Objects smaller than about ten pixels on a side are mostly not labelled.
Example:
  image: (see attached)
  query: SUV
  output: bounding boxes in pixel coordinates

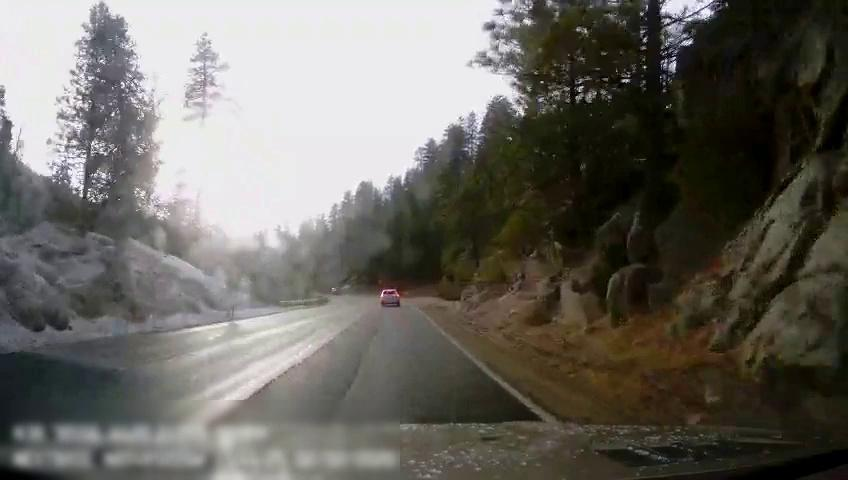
[379,289,400,306]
